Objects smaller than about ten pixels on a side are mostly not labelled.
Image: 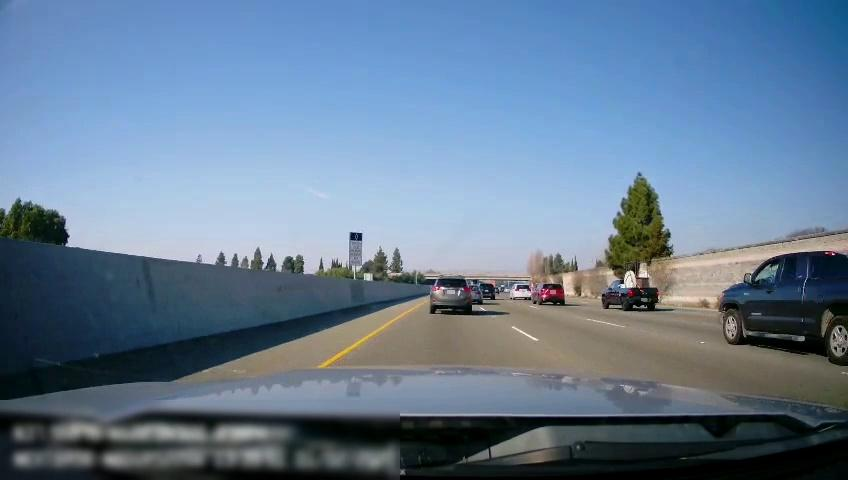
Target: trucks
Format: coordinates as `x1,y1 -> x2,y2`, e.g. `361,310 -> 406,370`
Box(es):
601,259 -> 661,312
717,250 -> 848,366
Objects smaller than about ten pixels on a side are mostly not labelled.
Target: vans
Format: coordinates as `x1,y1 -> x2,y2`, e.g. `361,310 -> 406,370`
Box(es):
509,283 -> 532,301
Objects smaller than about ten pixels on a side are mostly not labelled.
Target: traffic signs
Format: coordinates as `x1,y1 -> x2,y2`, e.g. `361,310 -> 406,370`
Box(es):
349,231 -> 363,266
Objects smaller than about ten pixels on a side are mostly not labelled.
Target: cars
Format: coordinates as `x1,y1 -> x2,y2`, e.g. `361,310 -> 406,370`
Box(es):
469,288 -> 483,305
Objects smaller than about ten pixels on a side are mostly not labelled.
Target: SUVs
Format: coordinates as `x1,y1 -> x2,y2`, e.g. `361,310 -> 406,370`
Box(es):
429,275 -> 473,315
532,282 -> 565,306
476,283 -> 496,301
